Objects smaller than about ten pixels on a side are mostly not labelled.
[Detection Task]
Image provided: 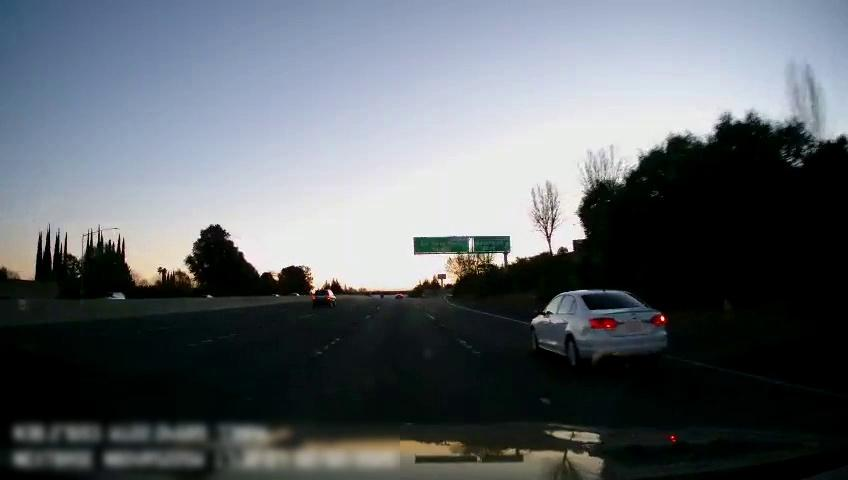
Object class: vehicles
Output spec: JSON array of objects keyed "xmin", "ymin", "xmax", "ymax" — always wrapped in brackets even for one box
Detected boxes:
[
  {"xmin": 199, "ymin": 295, "xmax": 214, "ymax": 300},
  {"xmin": 269, "ymin": 294, "xmax": 281, "ymax": 298},
  {"xmin": 96, "ymin": 292, "xmax": 126, "ymax": 301},
  {"xmin": 287, "ymin": 293, "xmax": 301, "ymax": 298},
  {"xmin": 312, "ymin": 289, "xmax": 336, "ymax": 307},
  {"xmin": 530, "ymin": 290, "xmax": 668, "ymax": 373}
]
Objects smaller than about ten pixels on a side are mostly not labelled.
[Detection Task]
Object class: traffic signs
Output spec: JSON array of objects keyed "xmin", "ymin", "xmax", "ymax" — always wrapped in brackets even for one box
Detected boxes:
[
  {"xmin": 415, "ymin": 237, "xmax": 469, "ymax": 253},
  {"xmin": 474, "ymin": 235, "xmax": 510, "ymax": 253}
]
